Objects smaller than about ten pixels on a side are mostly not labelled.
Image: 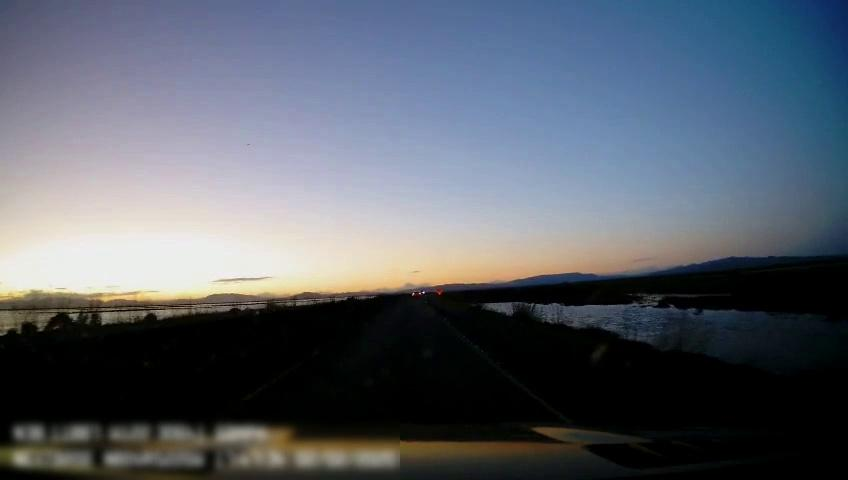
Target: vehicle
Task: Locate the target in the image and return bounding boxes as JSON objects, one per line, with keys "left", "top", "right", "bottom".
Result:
{"left": 411, "top": 290, "right": 422, "bottom": 298}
